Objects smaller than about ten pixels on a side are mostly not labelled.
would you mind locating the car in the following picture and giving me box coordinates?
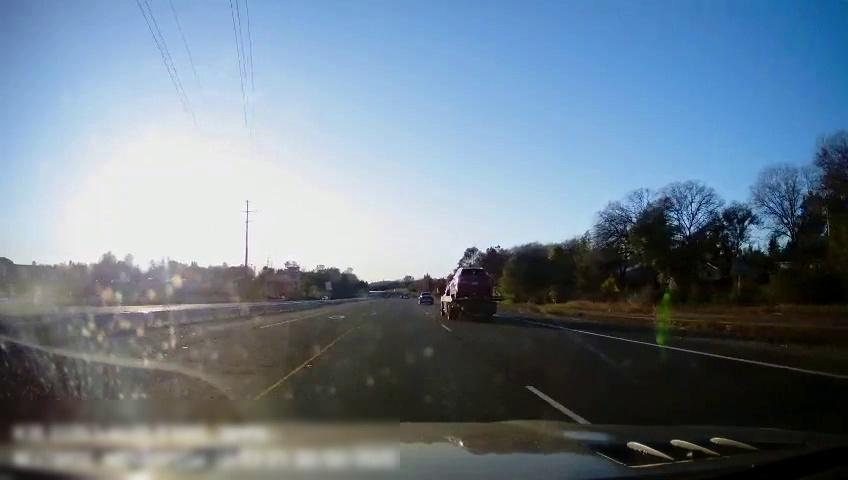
[418,292,434,305]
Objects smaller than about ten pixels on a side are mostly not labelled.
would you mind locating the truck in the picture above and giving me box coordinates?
[440,267,504,321]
